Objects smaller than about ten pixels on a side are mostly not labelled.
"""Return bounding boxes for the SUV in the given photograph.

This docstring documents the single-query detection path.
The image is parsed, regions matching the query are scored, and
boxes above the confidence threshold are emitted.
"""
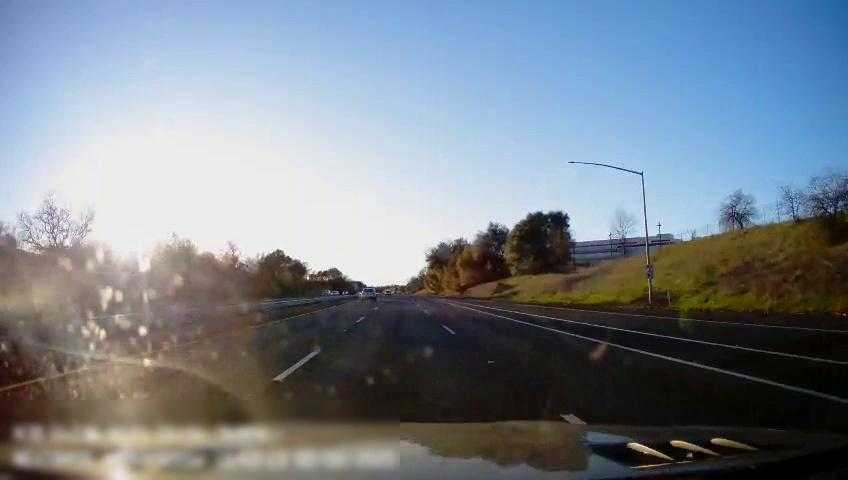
[360,286,378,303]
